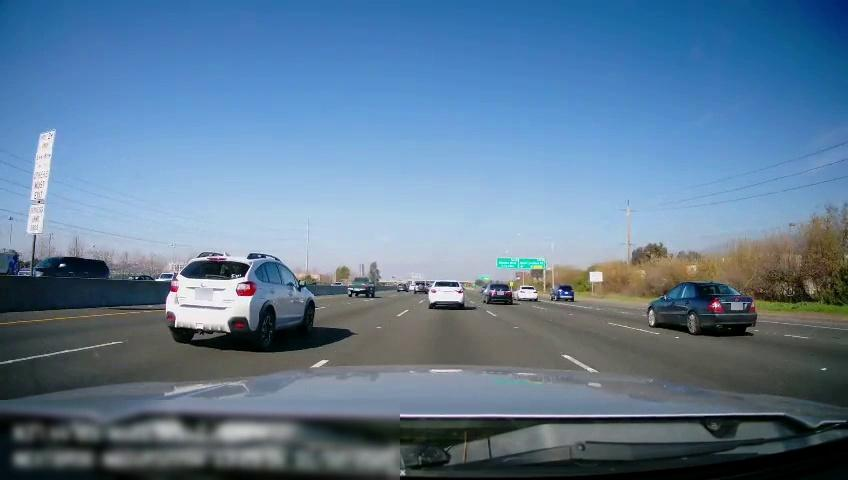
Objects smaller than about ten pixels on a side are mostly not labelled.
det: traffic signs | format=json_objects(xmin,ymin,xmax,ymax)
[
  {"xmin": 495, "ymin": 256, "xmax": 518, "ymax": 270},
  {"xmin": 589, "ymin": 271, "xmax": 604, "ymax": 282},
  {"xmin": 517, "ymin": 256, "xmax": 546, "ymax": 270},
  {"xmin": 30, "ymin": 129, "xmax": 56, "ymax": 202},
  {"xmin": 25, "ymin": 203, "xmax": 46, "ymax": 236}
]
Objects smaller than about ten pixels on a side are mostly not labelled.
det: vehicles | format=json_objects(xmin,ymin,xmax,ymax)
[
  {"xmin": 347, "ymin": 277, "xmax": 376, "ymax": 298},
  {"xmin": 126, "ymin": 274, "xmax": 155, "ymax": 282},
  {"xmin": 396, "ymin": 283, "xmax": 409, "ymax": 293},
  {"xmin": 17, "ymin": 255, "xmax": 112, "ymax": 281},
  {"xmin": 428, "ymin": 279, "xmax": 466, "ymax": 310},
  {"xmin": 153, "ymin": 271, "xmax": 180, "ymax": 283},
  {"xmin": 550, "ymin": 284, "xmax": 575, "ymax": 302},
  {"xmin": 513, "ymin": 284, "xmax": 539, "ymax": 302},
  {"xmin": 330, "ymin": 281, "xmax": 347, "ymax": 289},
  {"xmin": 483, "ymin": 282, "xmax": 513, "ymax": 305},
  {"xmin": 165, "ymin": 250, "xmax": 317, "ymax": 349},
  {"xmin": 413, "ymin": 282, "xmax": 427, "ymax": 294},
  {"xmin": 646, "ymin": 280, "xmax": 757, "ymax": 336}
]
